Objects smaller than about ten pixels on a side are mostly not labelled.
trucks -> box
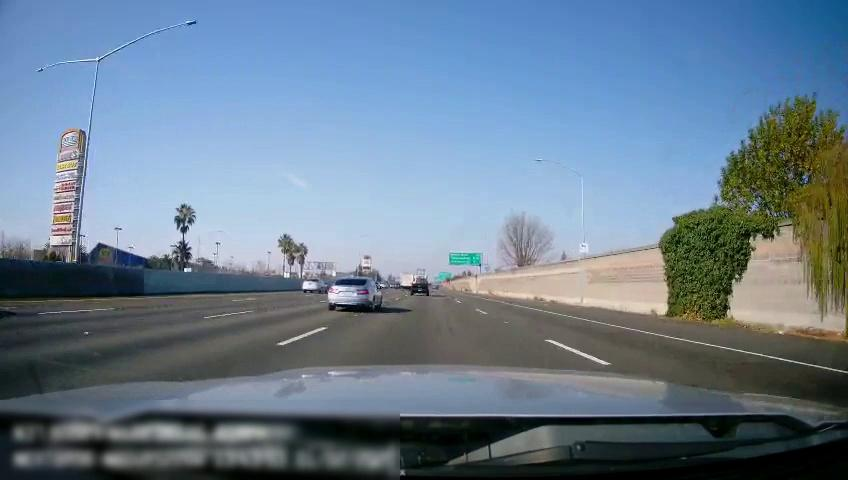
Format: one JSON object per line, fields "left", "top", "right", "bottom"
{"left": 410, "top": 278, "right": 429, "bottom": 297}
{"left": 399, "top": 271, "right": 413, "bottom": 290}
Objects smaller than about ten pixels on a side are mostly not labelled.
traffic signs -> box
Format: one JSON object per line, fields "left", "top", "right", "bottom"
{"left": 448, "top": 251, "right": 481, "bottom": 265}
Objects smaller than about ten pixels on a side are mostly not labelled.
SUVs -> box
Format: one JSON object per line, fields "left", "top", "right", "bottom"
{"left": 302, "top": 277, "right": 329, "bottom": 294}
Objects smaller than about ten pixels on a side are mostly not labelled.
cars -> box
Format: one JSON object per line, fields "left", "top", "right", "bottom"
{"left": 327, "top": 277, "right": 383, "bottom": 312}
